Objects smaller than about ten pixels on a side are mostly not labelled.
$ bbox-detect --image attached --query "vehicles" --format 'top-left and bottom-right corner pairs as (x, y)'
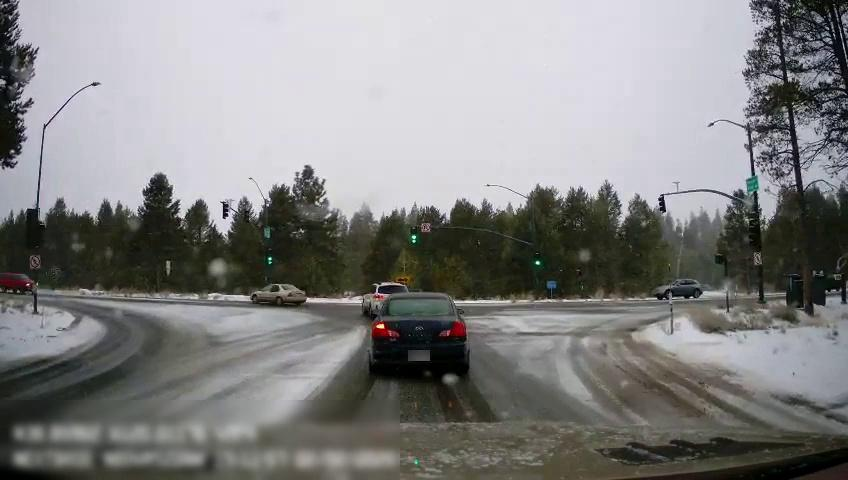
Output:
(652, 279), (703, 300)
(0, 273), (39, 295)
(362, 283), (409, 316)
(818, 274), (844, 292)
(368, 292), (470, 381)
(250, 283), (306, 307)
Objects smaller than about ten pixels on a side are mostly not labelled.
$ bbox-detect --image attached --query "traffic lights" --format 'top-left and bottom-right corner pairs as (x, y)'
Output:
(748, 228), (758, 249)
(715, 254), (726, 264)
(410, 226), (417, 243)
(266, 248), (274, 264)
(658, 195), (667, 214)
(244, 210), (250, 224)
(534, 252), (541, 266)
(37, 225), (45, 247)
(222, 202), (229, 219)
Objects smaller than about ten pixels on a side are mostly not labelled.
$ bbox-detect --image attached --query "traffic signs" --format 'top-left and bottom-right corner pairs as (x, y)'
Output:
(396, 276), (410, 284)
(263, 228), (271, 239)
(29, 255), (41, 269)
(753, 251), (762, 265)
(745, 175), (759, 194)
